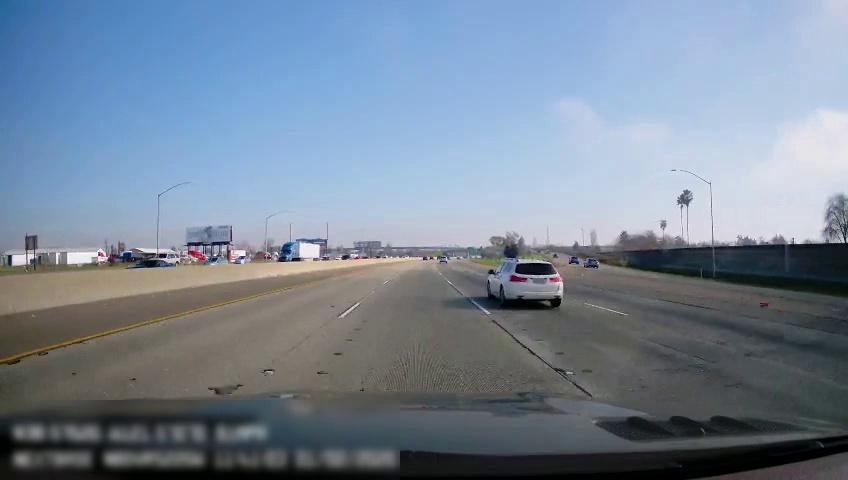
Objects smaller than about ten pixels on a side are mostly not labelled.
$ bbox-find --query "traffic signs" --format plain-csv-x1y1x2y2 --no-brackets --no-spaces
366,241,382,249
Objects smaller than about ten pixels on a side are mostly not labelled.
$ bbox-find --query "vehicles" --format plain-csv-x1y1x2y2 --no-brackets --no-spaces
148,252,180,265
569,257,579,265
584,258,599,268
234,255,252,265
278,241,321,263
486,258,564,308
203,255,229,266
125,259,176,271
